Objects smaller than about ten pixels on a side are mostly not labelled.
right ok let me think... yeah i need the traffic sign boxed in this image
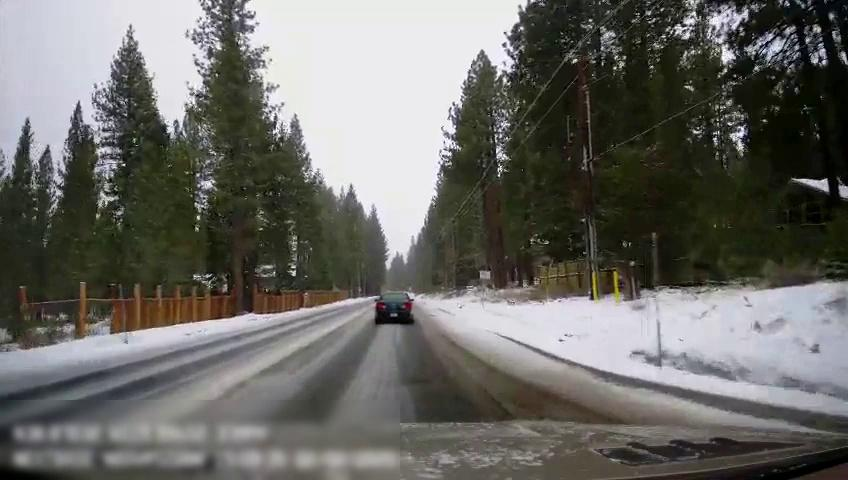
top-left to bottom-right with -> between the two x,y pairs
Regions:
479,270 -> 491,280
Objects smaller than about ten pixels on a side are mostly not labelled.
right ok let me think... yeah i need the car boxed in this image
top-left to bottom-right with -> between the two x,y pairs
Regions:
374,292 -> 415,325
